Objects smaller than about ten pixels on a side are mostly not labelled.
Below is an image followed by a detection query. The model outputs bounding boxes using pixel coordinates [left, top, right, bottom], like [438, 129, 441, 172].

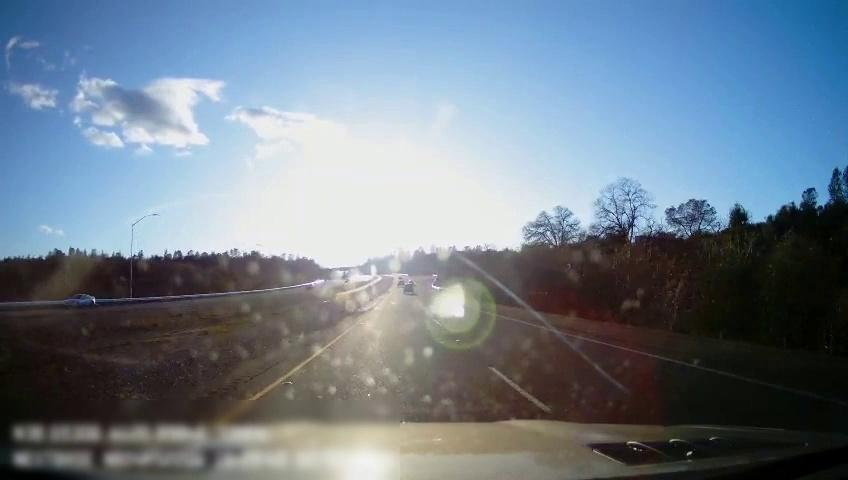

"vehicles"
[403, 282, 415, 293]
[63, 293, 96, 310]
